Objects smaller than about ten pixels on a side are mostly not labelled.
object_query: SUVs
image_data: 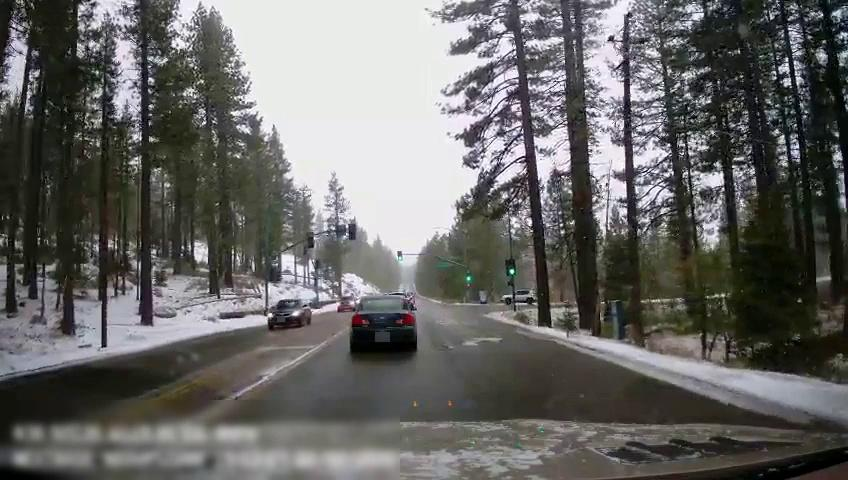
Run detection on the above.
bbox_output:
[500,288,537,307]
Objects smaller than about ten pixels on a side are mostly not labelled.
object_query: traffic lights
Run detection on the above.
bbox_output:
[306,231,314,249]
[464,273,472,284]
[505,258,517,276]
[269,266,282,282]
[348,223,356,240]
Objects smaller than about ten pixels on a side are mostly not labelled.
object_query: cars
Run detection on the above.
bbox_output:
[266,298,313,330]
[350,294,419,355]
[336,297,357,313]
